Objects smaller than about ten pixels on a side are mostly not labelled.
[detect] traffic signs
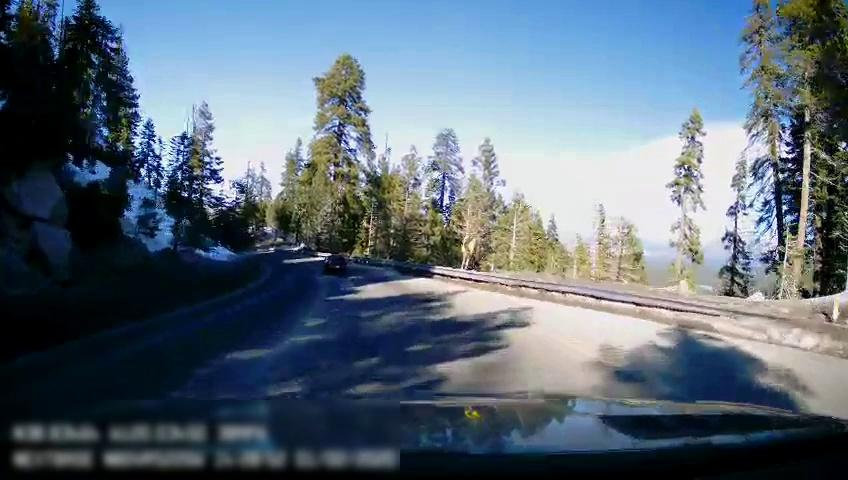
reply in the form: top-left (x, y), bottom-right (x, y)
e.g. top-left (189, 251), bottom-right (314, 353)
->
top-left (358, 240), bottom-right (368, 251)
top-left (460, 236), bottom-right (481, 256)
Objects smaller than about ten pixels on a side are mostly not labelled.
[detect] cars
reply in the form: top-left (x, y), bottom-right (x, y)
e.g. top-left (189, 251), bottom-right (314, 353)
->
top-left (321, 252), bottom-right (349, 273)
